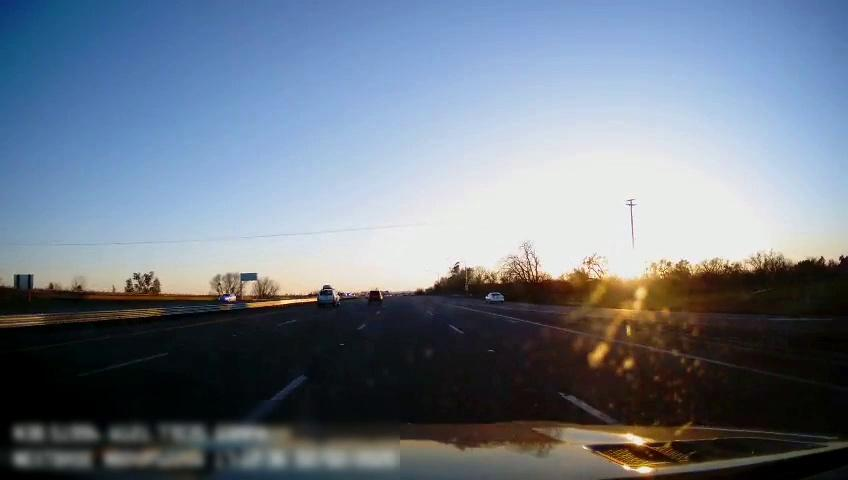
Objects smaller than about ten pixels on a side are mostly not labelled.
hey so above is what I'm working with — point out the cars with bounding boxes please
[484,292,505,304]
[218,293,237,303]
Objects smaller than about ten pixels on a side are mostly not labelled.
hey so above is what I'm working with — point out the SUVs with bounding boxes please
[368,290,383,304]
[317,284,341,307]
